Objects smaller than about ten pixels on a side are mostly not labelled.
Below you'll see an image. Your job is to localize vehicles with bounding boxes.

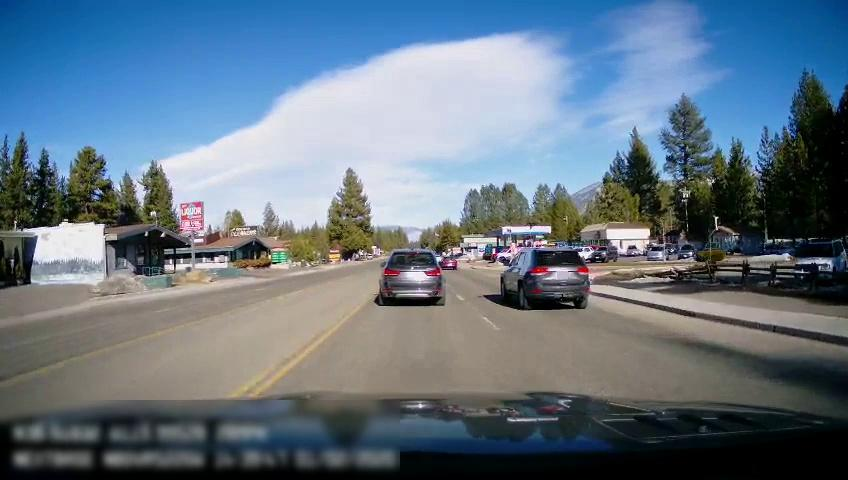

[624,247,642,257]
[647,244,672,262]
[380,251,443,304]
[590,245,618,265]
[677,244,697,260]
[439,256,459,271]
[481,249,498,262]
[499,248,591,310]
[576,246,592,262]
[790,241,848,277]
